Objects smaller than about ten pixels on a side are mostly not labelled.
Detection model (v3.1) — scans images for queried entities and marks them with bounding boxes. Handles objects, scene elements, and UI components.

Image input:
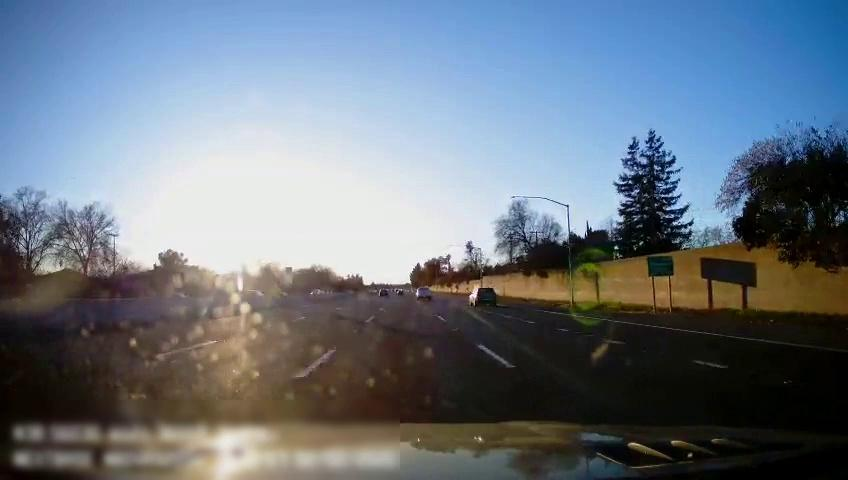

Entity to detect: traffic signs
[284,266,293,286]
[647,255,674,277]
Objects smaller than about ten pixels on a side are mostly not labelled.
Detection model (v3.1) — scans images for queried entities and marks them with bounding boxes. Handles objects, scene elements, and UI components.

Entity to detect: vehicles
[242,289,265,297]
[415,287,432,301]
[309,288,325,297]
[469,287,497,308]
[379,289,389,297]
